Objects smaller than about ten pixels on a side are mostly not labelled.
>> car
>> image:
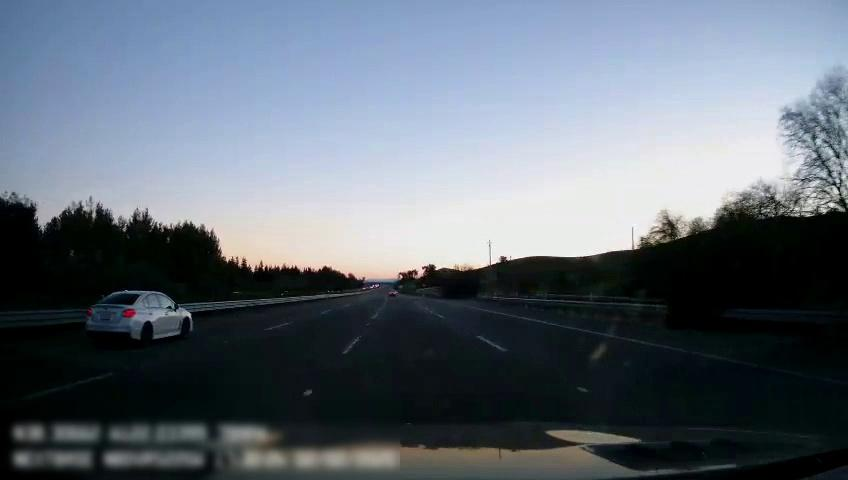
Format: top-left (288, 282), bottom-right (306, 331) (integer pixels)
top-left (85, 291), bottom-right (193, 349)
